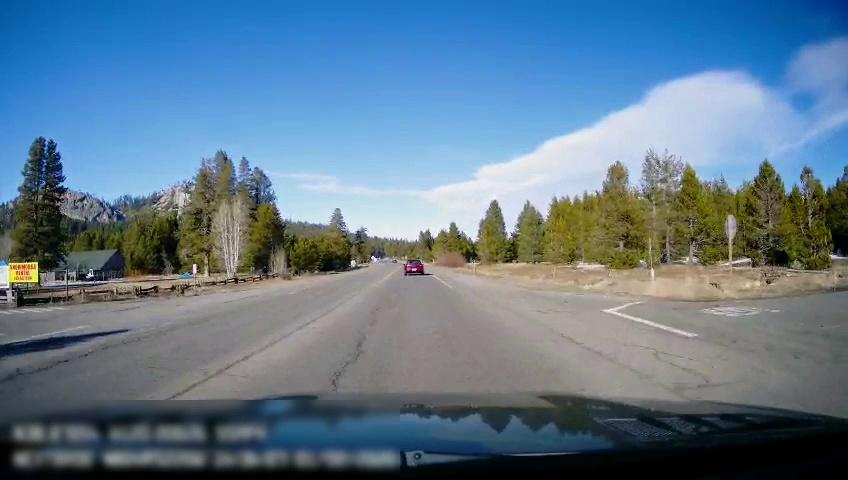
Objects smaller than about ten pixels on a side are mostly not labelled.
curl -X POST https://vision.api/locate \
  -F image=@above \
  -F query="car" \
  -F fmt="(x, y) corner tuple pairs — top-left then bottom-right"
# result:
(403, 257), (424, 276)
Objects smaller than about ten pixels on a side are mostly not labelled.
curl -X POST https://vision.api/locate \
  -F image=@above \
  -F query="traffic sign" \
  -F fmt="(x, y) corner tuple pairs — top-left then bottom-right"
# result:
(723, 214), (738, 240)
